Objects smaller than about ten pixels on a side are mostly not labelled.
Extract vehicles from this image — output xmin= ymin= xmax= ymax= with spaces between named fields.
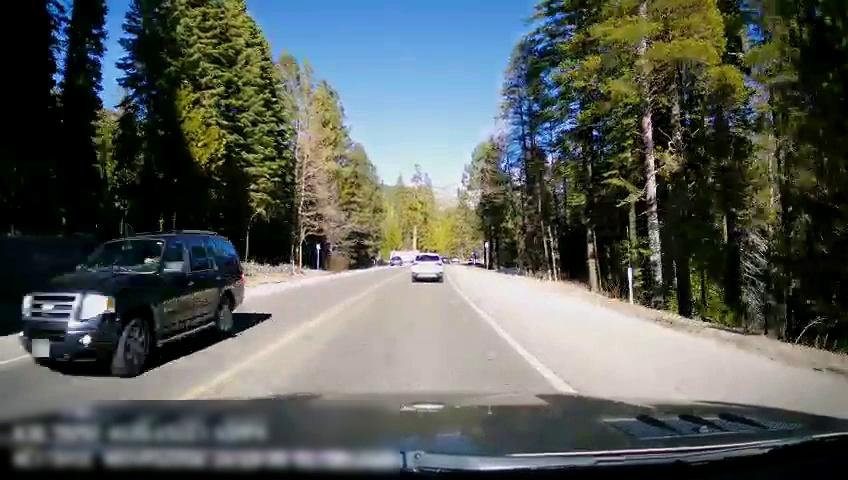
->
xmin=409 ymin=252 xmax=444 ymax=283
xmin=18 ymin=230 xmax=247 ymax=380
xmin=389 ymin=255 xmax=403 ymax=267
